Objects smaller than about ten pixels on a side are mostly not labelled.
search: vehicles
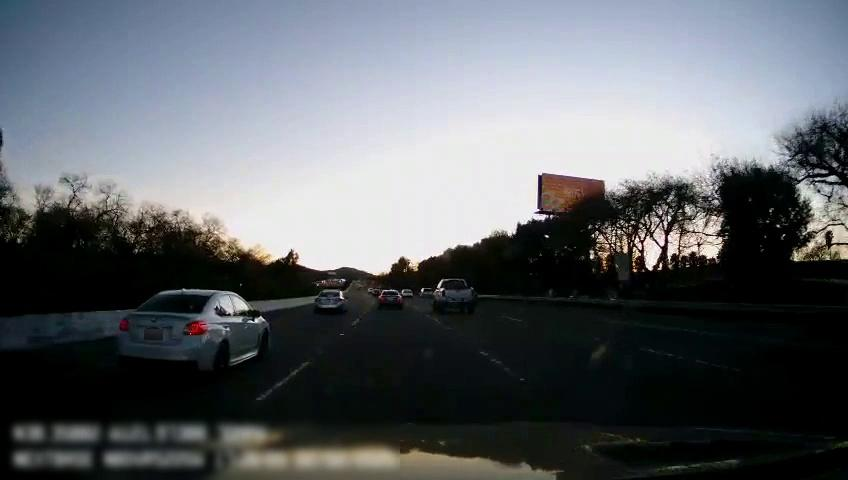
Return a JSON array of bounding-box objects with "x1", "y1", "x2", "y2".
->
[
  {"x1": 314, "y1": 289, "x2": 350, "y2": 315},
  {"x1": 432, "y1": 279, "x2": 477, "y2": 314},
  {"x1": 420, "y1": 288, "x2": 433, "y2": 298},
  {"x1": 117, "y1": 290, "x2": 271, "y2": 384},
  {"x1": 378, "y1": 290, "x2": 403, "y2": 310},
  {"x1": 401, "y1": 288, "x2": 414, "y2": 299}
]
